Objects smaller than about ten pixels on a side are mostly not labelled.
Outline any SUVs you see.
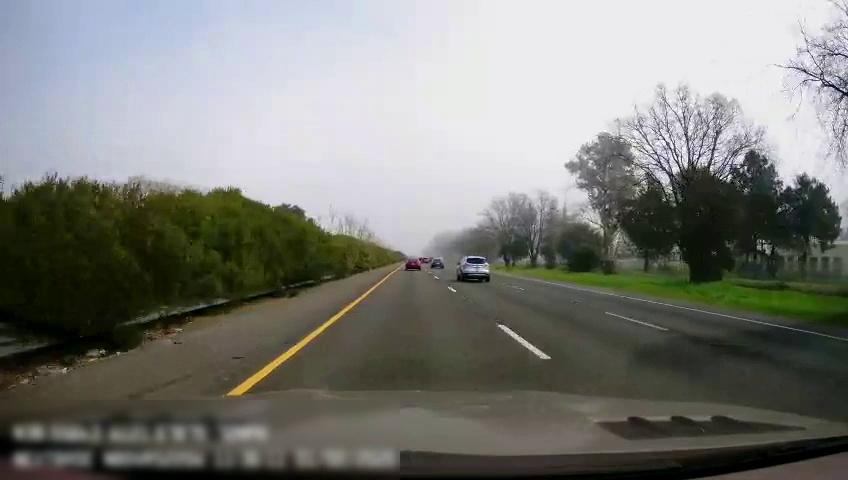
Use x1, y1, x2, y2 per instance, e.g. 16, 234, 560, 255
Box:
456, 256, 490, 283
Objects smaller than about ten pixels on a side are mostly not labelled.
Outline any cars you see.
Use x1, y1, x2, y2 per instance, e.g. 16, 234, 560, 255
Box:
404, 256, 423, 272
431, 259, 445, 269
